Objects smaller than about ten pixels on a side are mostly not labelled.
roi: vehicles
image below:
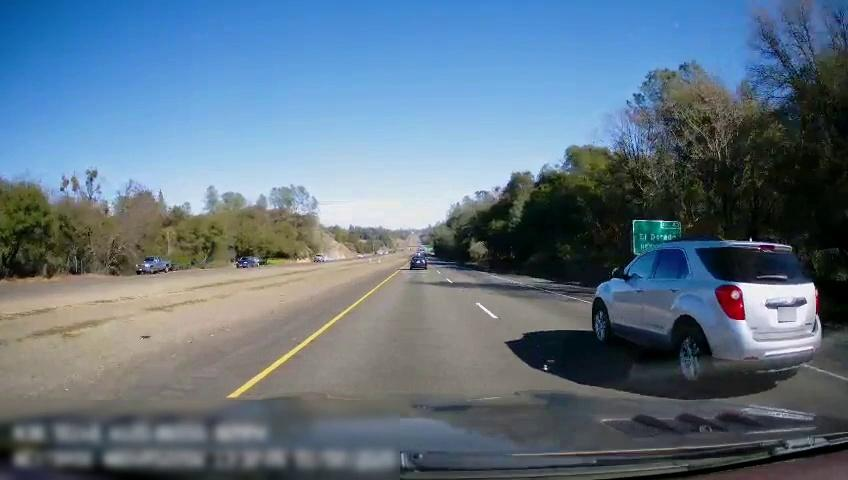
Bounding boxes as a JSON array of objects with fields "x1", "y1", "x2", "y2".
[
  {"x1": 135, "y1": 256, "x2": 172, "y2": 275},
  {"x1": 409, "y1": 256, "x2": 427, "y2": 270},
  {"x1": 312, "y1": 254, "x2": 329, "y2": 263},
  {"x1": 235, "y1": 255, "x2": 261, "y2": 268},
  {"x1": 590, "y1": 239, "x2": 823, "y2": 389}
]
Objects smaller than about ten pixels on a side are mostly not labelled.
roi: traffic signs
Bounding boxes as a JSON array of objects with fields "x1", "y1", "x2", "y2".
[{"x1": 632, "y1": 219, "x2": 681, "y2": 256}]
